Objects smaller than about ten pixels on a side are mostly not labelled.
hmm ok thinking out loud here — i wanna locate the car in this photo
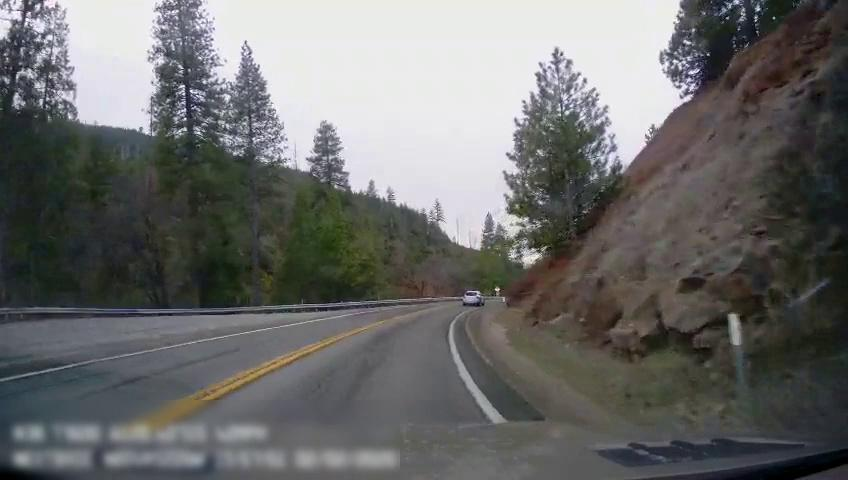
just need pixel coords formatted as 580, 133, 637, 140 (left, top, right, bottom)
462, 291, 485, 307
